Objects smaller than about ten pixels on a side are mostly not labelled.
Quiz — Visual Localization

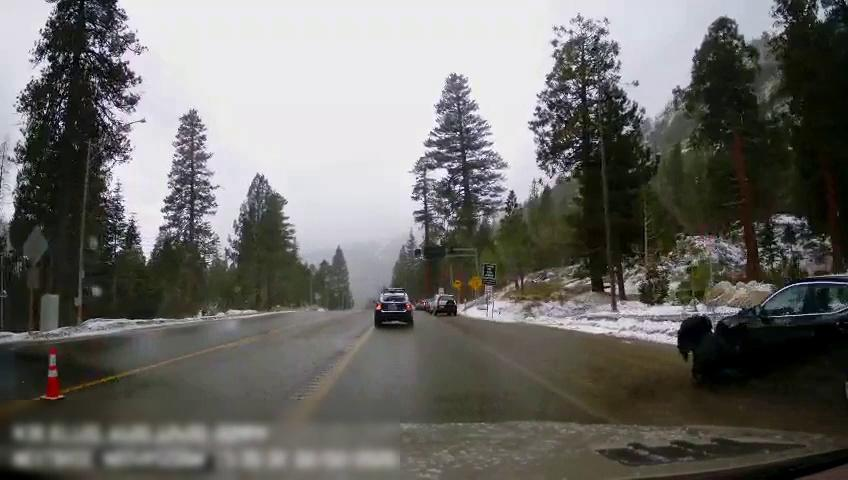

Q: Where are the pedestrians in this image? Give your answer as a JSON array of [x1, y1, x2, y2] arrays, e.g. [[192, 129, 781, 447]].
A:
[[675, 313, 714, 386]]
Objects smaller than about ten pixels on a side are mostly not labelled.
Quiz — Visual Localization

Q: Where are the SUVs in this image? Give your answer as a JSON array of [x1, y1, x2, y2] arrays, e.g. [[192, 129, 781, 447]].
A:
[[704, 272, 848, 386], [429, 294, 458, 317], [372, 287, 414, 329]]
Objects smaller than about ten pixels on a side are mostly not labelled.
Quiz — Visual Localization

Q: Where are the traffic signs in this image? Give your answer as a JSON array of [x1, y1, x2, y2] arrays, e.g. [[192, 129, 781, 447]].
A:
[[468, 275, 483, 291], [452, 279, 463, 289], [481, 262, 497, 280], [481, 278, 497, 286]]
